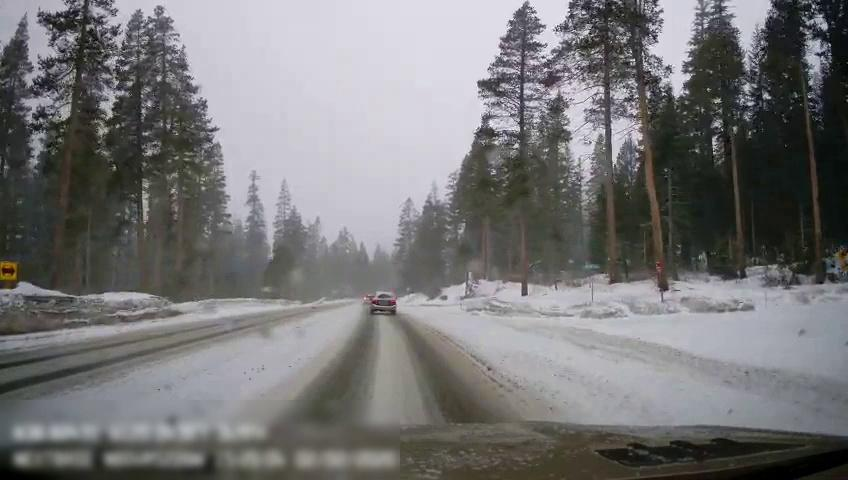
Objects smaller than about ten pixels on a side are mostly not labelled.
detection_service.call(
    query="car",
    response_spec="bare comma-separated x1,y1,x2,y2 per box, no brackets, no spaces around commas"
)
368,290,399,316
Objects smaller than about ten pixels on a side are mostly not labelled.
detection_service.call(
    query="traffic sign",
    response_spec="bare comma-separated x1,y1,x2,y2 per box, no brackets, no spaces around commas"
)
0,261,18,283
